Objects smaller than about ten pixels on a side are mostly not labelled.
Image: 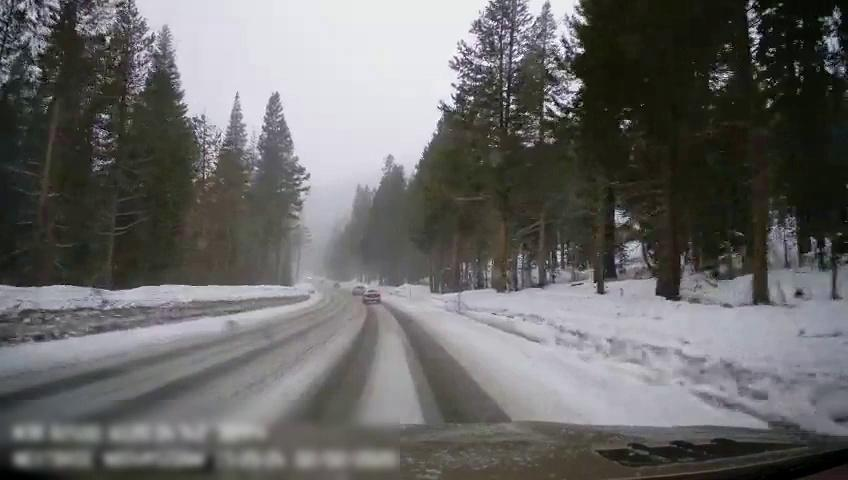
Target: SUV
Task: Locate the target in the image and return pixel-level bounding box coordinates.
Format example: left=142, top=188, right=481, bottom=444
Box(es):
left=361, top=288, right=382, bottom=305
